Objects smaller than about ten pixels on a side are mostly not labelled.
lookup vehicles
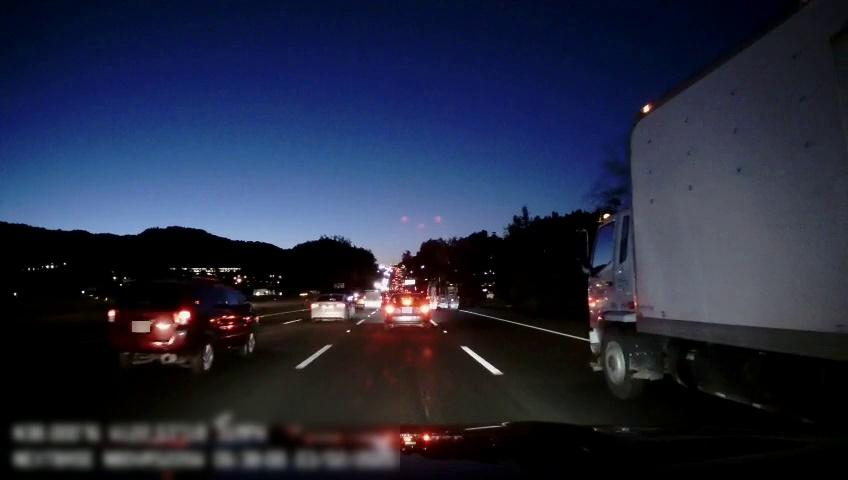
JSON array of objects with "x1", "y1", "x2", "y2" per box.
[
  {"x1": 308, "y1": 293, "x2": 354, "y2": 321},
  {"x1": 427, "y1": 279, "x2": 460, "y2": 313},
  {"x1": 105, "y1": 279, "x2": 260, "y2": 379},
  {"x1": 382, "y1": 293, "x2": 432, "y2": 333},
  {"x1": 582, "y1": 0, "x2": 848, "y2": 434},
  {"x1": 356, "y1": 290, "x2": 381, "y2": 309}
]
